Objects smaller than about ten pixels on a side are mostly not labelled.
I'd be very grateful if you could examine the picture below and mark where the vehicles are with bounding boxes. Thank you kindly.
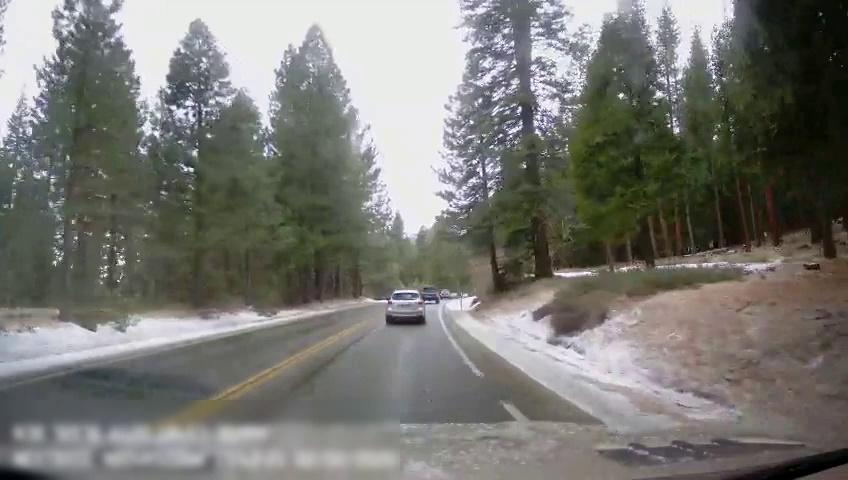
[440,289,452,300]
[385,289,426,324]
[418,286,440,304]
